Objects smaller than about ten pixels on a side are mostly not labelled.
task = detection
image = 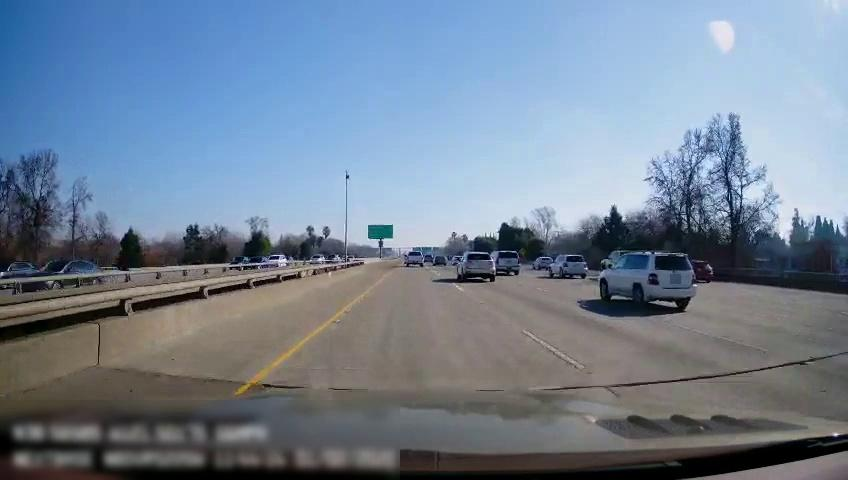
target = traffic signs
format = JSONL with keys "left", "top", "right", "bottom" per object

{"left": 367, "top": 224, "right": 394, "bottom": 240}
{"left": 381, "top": 246, "right": 393, "bottom": 252}
{"left": 421, "top": 246, "right": 432, "bottom": 253}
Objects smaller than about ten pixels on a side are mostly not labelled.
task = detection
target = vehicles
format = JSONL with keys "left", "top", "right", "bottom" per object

{"left": 229, "top": 256, "right": 251, "bottom": 271}
{"left": 13, "top": 257, "right": 103, "bottom": 292}
{"left": 687, "top": 259, "right": 714, "bottom": 284}
{"left": 531, "top": 256, "right": 554, "bottom": 271}
{"left": 456, "top": 252, "right": 497, "bottom": 284}
{"left": 262, "top": 254, "right": 288, "bottom": 269}
{"left": 432, "top": 255, "right": 447, "bottom": 267}
{"left": 599, "top": 248, "right": 630, "bottom": 273}
{"left": 597, "top": 249, "right": 698, "bottom": 312}
{"left": 404, "top": 250, "right": 425, "bottom": 268}
{"left": 243, "top": 256, "right": 269, "bottom": 271}
{"left": 450, "top": 256, "right": 464, "bottom": 266}
{"left": 0, "top": 259, "right": 41, "bottom": 291}
{"left": 490, "top": 250, "right": 521, "bottom": 277}
{"left": 285, "top": 255, "right": 294, "bottom": 266}
{"left": 310, "top": 254, "right": 326, "bottom": 264}
{"left": 548, "top": 253, "right": 589, "bottom": 280}
{"left": 326, "top": 255, "right": 341, "bottom": 265}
